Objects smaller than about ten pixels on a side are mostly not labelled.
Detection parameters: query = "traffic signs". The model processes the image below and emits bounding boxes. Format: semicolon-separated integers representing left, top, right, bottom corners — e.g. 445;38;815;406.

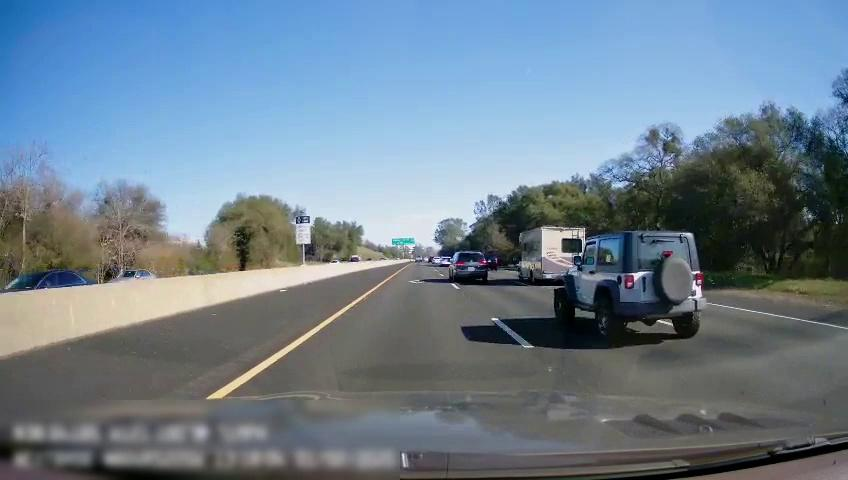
295;216;312;244
392;237;416;245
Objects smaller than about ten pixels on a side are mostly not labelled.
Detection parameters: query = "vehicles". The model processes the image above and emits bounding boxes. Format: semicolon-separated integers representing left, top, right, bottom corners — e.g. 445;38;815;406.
2;270;100;290
481;251;499;270
439;256;451;267
448;252;488;284
553;231;706;342
517;226;586;287
111;269;156;283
